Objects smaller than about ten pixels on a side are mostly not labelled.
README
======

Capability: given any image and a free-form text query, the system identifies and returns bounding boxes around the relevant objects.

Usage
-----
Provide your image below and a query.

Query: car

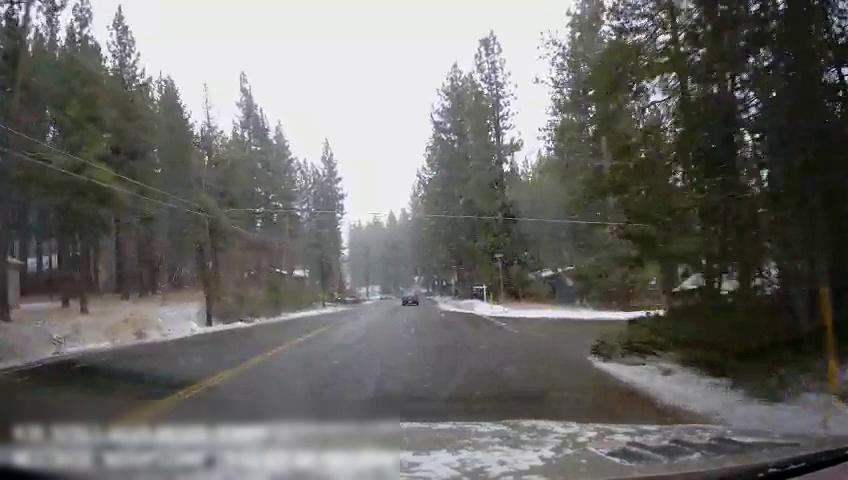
[401,292,419,306]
